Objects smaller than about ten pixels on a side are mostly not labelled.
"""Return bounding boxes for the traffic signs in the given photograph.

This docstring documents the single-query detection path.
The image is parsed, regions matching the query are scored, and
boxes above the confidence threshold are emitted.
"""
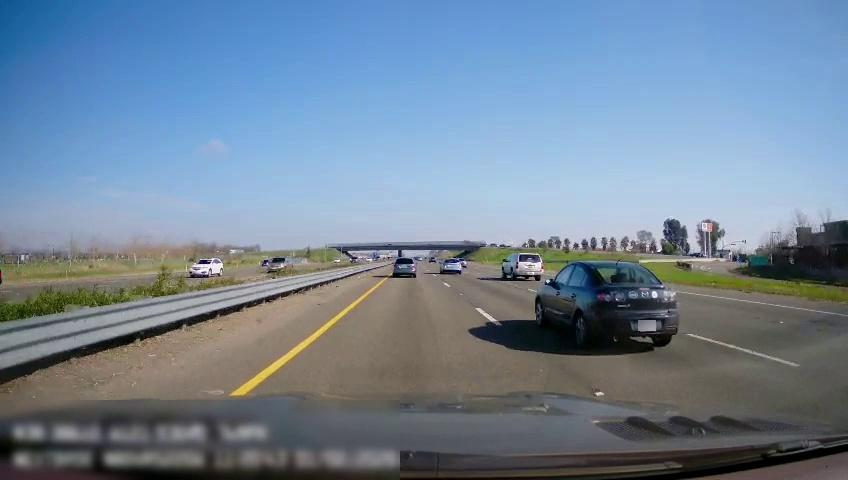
[751,255,769,267]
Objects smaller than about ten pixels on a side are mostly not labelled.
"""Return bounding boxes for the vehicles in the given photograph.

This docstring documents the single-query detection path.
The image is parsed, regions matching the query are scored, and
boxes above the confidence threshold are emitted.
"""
[349,256,361,264]
[265,256,295,275]
[261,258,273,269]
[456,257,467,269]
[391,257,417,278]
[501,252,544,281]
[188,258,224,278]
[534,259,681,349]
[440,257,462,274]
